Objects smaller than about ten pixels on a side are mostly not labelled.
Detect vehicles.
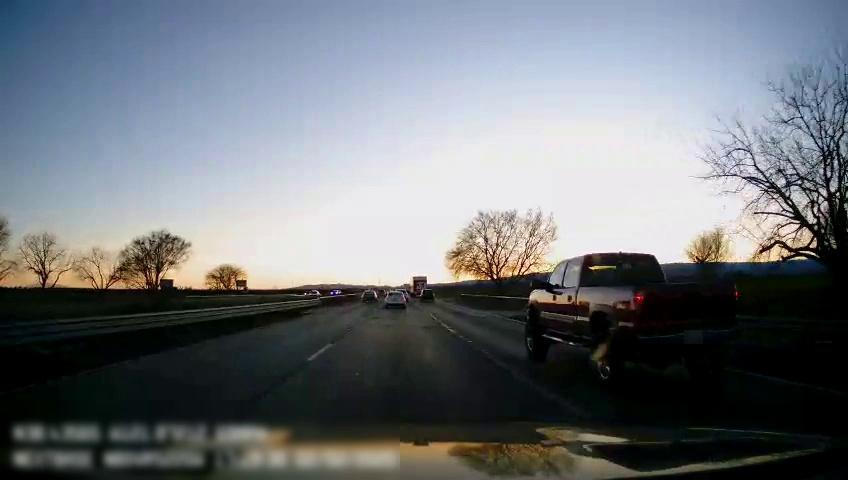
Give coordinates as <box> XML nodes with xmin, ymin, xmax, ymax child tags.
<box><xmin>303</xmin><ymin>289</ymin><xmax>323</xmax><ymax>297</ymax></box>
<box><xmin>361</xmin><ymin>288</ymin><xmax>378</xmax><ymax>303</ymax></box>
<box><xmin>410</xmin><ymin>276</ymin><xmax>427</xmax><ymax>298</ymax></box>
<box><xmin>394</xmin><ymin>288</ymin><xmax>409</xmax><ymax>302</ymax></box>
<box><xmin>329</xmin><ymin>289</ymin><xmax>345</xmax><ymax>297</ymax></box>
<box><xmin>419</xmin><ymin>288</ymin><xmax>435</xmax><ymax>303</ymax></box>
<box><xmin>384</xmin><ymin>290</ymin><xmax>407</xmax><ymax>309</ymax></box>
<box><xmin>523</xmin><ymin>253</ymin><xmax>740</xmax><ymax>385</ymax></box>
